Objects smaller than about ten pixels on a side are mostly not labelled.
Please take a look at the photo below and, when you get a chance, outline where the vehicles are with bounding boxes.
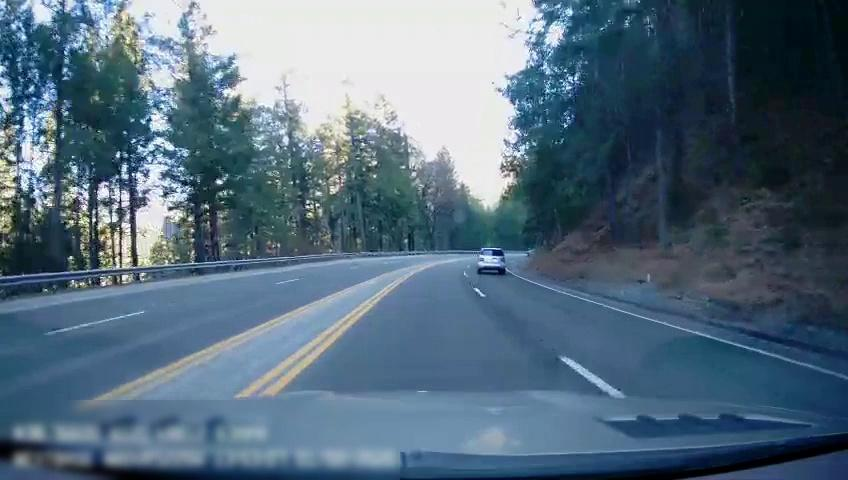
[476,247,506,275]
[526,247,537,257]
